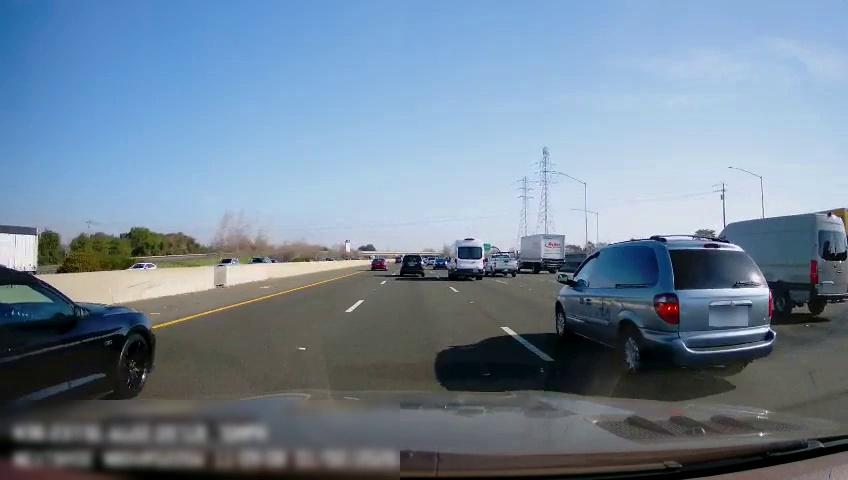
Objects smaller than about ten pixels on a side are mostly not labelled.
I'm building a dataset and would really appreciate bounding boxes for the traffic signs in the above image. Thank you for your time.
[345,239,351,253]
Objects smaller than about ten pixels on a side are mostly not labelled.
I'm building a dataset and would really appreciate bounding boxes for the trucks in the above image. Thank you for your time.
[484,251,519,278]
[511,233,567,275]
[0,224,38,275]
[829,207,848,235]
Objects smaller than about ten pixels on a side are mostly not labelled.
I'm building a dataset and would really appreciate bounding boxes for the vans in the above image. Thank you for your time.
[716,210,848,318]
[446,236,487,281]
[554,233,777,377]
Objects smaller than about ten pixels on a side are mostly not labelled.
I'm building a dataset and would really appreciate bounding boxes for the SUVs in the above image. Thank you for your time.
[399,254,425,277]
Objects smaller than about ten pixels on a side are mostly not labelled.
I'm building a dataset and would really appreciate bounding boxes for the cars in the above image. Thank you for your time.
[433,257,448,271]
[216,257,241,267]
[125,262,158,271]
[371,257,388,272]
[247,255,273,265]
[0,264,160,419]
